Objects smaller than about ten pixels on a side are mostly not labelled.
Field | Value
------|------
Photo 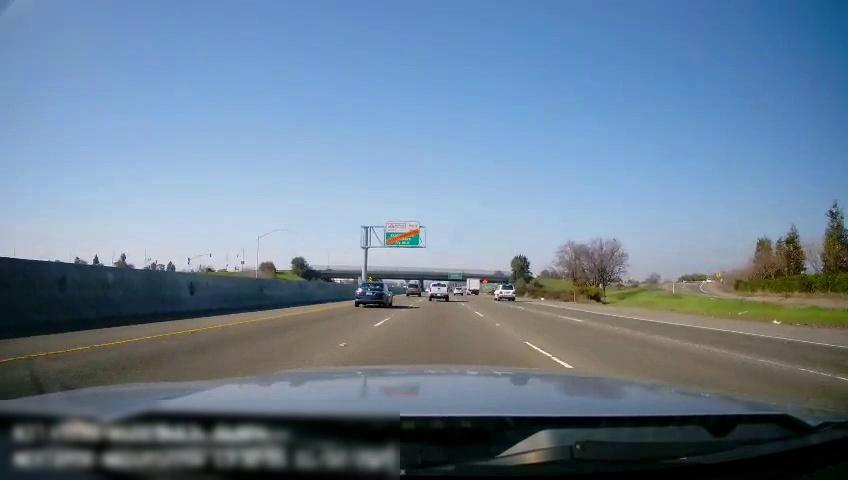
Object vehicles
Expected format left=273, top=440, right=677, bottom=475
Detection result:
left=429, top=281, right=450, bottom=302
left=466, top=278, right=481, bottom=296
left=452, top=286, right=465, bottom=297
left=354, top=281, right=393, bottom=308
left=493, top=284, right=516, bottom=301
left=404, top=281, right=422, bottom=297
